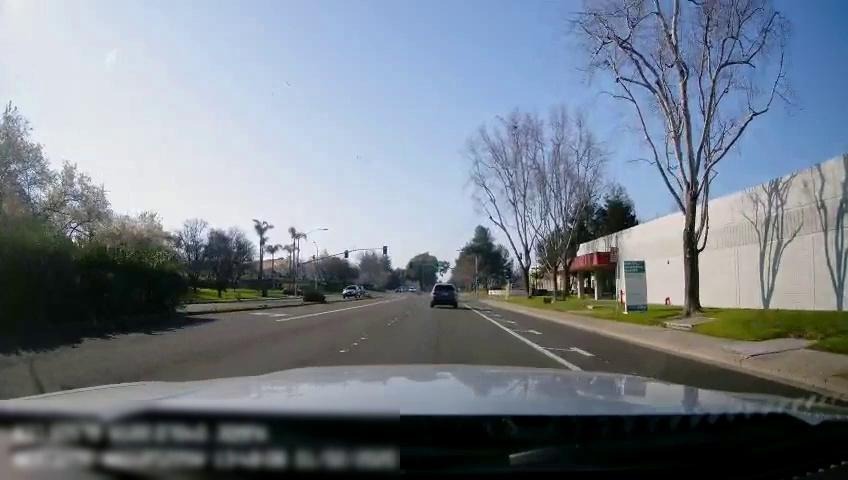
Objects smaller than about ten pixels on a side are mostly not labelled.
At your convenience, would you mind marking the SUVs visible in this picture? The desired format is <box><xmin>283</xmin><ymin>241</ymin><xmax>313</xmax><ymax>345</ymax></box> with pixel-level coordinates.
<box><xmin>343</xmin><ymin>284</ymin><xmax>361</xmax><ymax>299</ymax></box>
<box><xmin>430</xmin><ymin>283</ymin><xmax>458</xmax><ymax>309</ymax></box>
